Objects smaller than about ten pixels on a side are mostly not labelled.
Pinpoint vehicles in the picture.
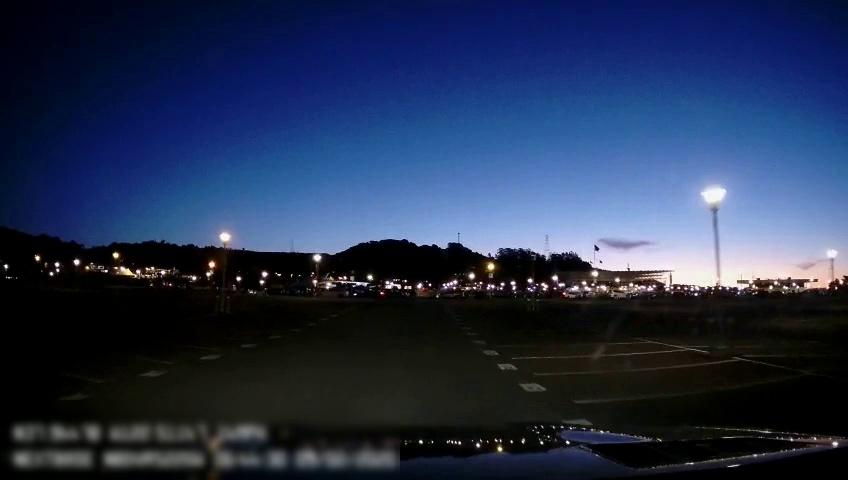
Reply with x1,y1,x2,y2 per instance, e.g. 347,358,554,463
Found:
317,286,350,299
610,289,631,299
433,287,468,300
